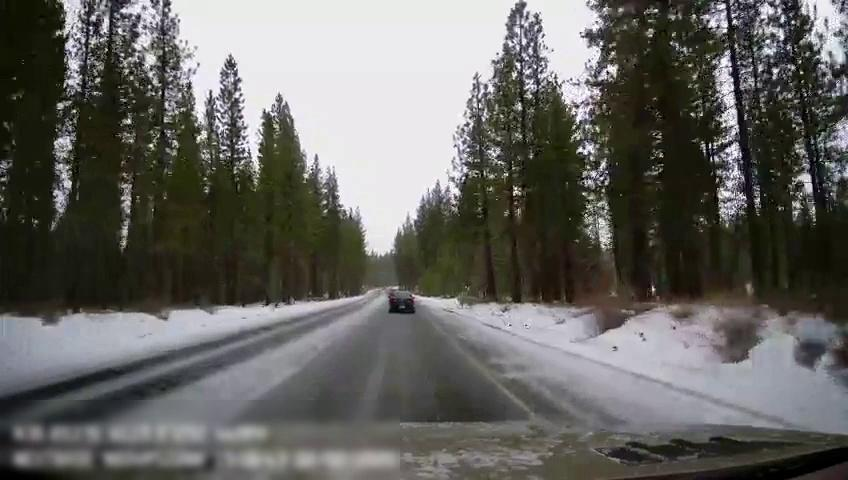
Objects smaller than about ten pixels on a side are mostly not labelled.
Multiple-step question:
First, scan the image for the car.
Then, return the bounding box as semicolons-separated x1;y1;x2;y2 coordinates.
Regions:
388;289;416;313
